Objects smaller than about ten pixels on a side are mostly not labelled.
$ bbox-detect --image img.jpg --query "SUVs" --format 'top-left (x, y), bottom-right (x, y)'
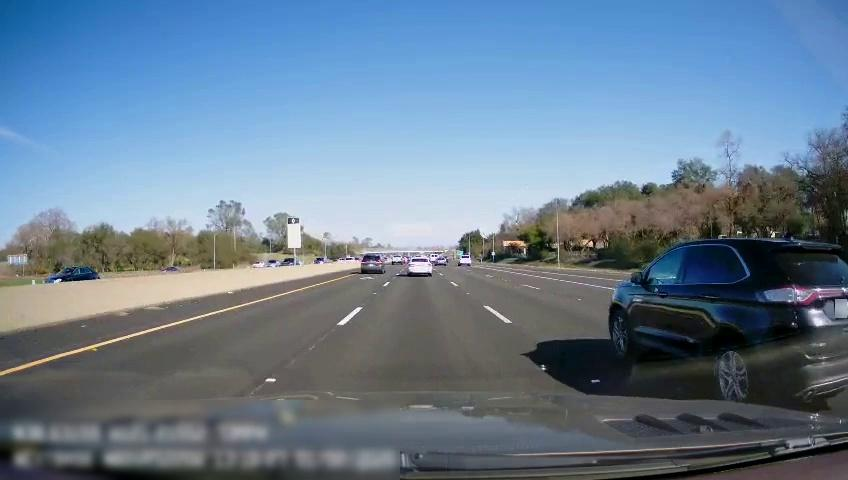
top-left (458, 255), bottom-right (472, 266)
top-left (360, 254), bottom-right (387, 275)
top-left (608, 238), bottom-right (848, 405)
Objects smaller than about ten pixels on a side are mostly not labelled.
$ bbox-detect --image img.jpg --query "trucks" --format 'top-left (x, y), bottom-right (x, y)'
top-left (391, 254), bottom-right (404, 266)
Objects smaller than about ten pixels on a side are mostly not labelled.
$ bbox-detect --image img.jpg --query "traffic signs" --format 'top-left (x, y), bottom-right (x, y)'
top-left (287, 216), bottom-right (301, 249)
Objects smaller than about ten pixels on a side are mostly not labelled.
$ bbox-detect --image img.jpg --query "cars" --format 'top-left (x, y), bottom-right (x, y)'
top-left (407, 257), bottom-right (433, 277)
top-left (47, 266), bottom-right (100, 284)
